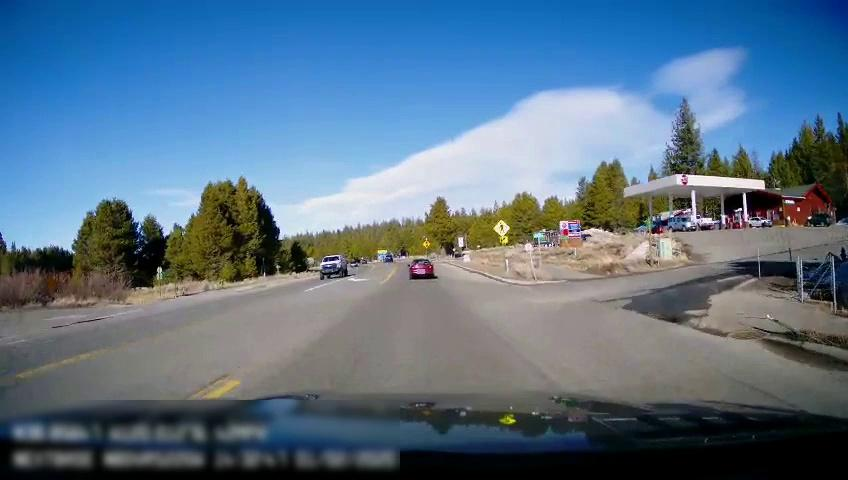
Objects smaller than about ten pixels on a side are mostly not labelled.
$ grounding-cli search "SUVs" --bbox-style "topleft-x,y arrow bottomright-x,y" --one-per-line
668,216 -> 697,233
747,216 -> 772,229
383,255 -> 394,264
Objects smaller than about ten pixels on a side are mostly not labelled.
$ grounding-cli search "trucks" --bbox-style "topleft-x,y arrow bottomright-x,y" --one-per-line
696,215 -> 713,230
318,255 -> 350,280
812,213 -> 834,228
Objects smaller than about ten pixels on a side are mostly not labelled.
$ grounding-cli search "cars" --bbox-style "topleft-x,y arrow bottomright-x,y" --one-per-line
407,257 -> 434,279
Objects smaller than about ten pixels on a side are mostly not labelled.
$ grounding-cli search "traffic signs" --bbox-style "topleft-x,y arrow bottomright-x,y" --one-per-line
376,249 -> 387,256
533,232 -> 544,239
494,220 -> 510,236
